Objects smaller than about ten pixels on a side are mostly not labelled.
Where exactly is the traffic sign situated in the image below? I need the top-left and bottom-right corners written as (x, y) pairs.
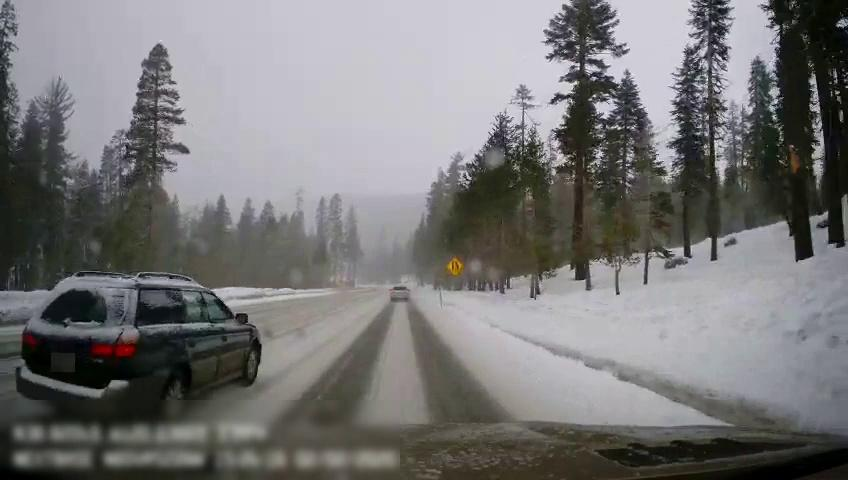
top-left (447, 258), bottom-right (464, 276)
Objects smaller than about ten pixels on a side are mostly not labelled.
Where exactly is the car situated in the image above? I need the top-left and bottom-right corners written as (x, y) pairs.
top-left (13, 270), bottom-right (264, 433)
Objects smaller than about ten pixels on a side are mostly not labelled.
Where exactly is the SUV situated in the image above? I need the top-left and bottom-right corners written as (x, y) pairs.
top-left (389, 286), bottom-right (409, 302)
